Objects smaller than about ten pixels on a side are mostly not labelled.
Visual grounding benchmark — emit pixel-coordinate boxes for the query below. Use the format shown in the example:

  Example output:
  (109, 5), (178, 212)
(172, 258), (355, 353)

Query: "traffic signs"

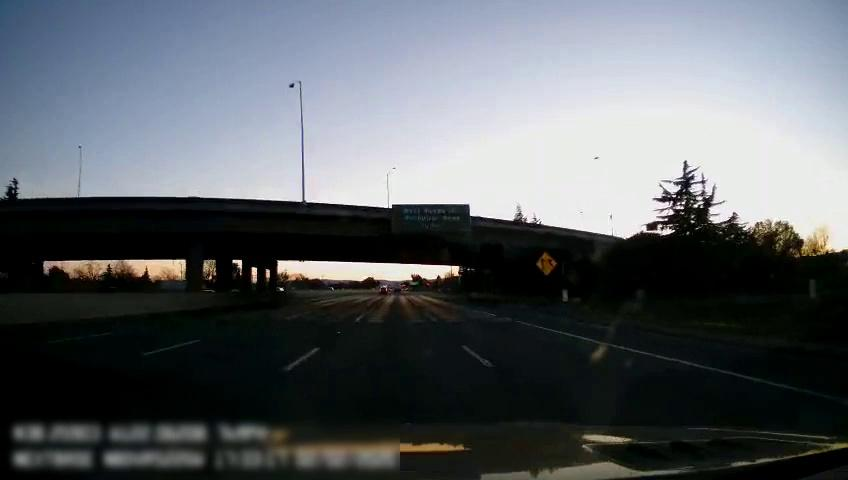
(536, 252), (557, 277)
(392, 204), (470, 237)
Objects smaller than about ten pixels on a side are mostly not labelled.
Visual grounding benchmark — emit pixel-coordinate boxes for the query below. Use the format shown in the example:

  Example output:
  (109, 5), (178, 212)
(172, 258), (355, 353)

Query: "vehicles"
(275, 287), (285, 292)
(201, 289), (216, 294)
